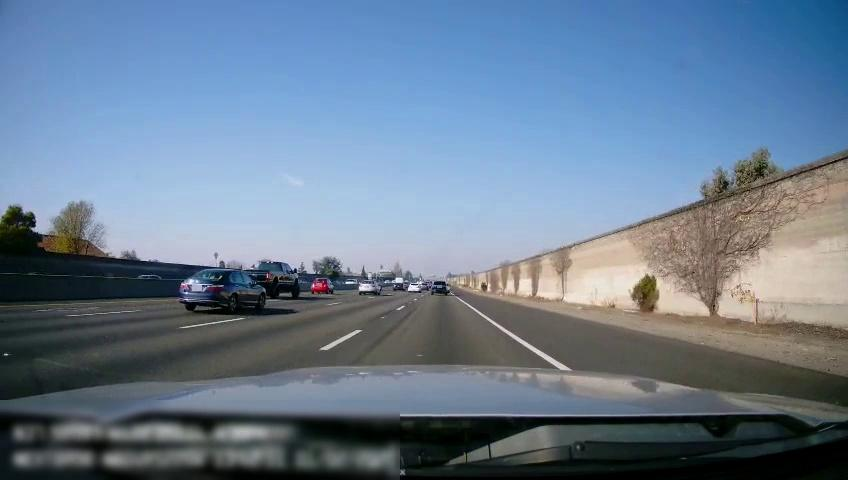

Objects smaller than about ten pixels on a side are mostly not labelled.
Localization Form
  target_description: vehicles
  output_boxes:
[431,280,448,296]
[176,268,268,315]
[357,279,381,296]
[233,261,300,300]
[407,282,422,293]
[310,277,335,295]
[392,283,406,292]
